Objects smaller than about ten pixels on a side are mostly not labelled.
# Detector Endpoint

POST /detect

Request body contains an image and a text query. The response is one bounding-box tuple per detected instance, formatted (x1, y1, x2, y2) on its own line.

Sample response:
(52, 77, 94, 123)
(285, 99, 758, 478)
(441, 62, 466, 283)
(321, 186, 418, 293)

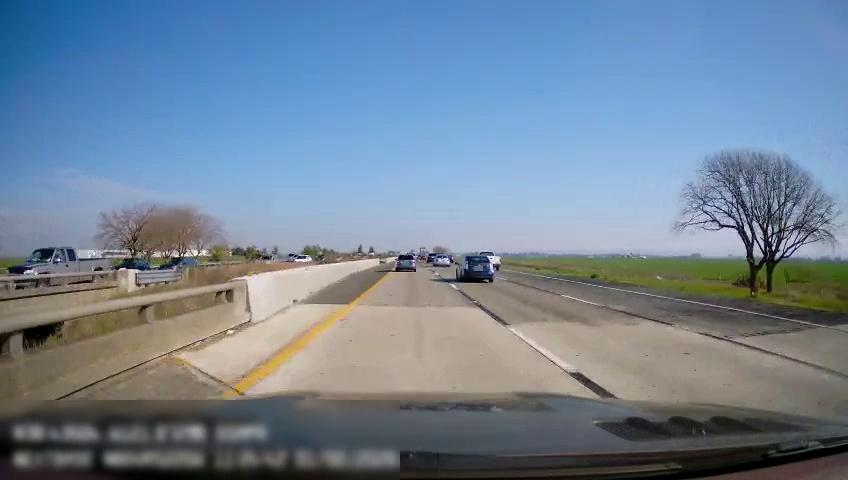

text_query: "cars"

(294, 254, 313, 264)
(453, 254, 494, 283)
(113, 257, 151, 272)
(433, 254, 451, 267)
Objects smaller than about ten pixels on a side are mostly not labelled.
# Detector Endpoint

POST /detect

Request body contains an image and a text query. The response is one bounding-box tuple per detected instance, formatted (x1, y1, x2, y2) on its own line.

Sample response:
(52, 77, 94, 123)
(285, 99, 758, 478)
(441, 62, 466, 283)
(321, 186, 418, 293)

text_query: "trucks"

(5, 246, 112, 291)
(479, 250, 502, 272)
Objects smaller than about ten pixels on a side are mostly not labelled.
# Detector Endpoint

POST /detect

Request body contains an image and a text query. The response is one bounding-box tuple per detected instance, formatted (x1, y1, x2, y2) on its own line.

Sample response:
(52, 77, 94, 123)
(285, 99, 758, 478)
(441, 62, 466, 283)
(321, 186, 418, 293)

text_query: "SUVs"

(158, 256, 196, 271)
(394, 253, 417, 272)
(425, 253, 437, 264)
